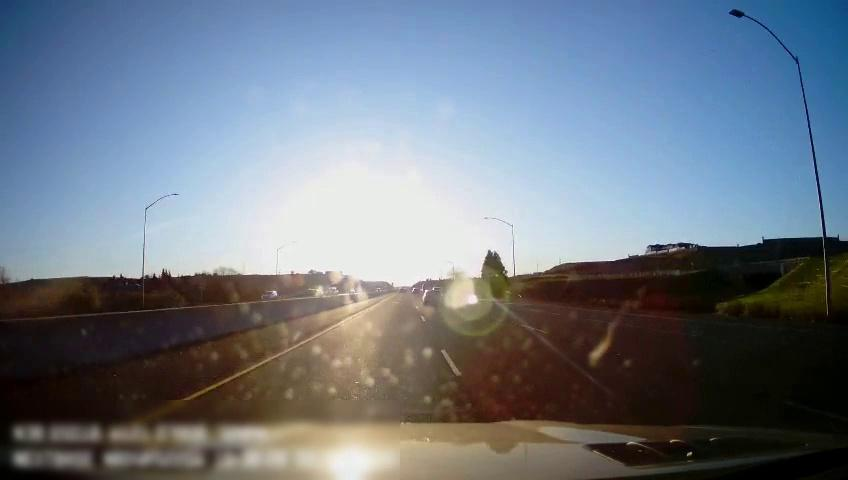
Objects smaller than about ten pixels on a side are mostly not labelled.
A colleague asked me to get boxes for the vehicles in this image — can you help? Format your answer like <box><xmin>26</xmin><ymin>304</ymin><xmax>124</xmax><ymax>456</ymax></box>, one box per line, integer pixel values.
<box><xmin>423</xmin><ymin>289</ymin><xmax>440</xmax><ymax>306</ymax></box>
<box><xmin>261</xmin><ymin>290</ymin><xmax>278</xmax><ymax>301</ymax></box>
